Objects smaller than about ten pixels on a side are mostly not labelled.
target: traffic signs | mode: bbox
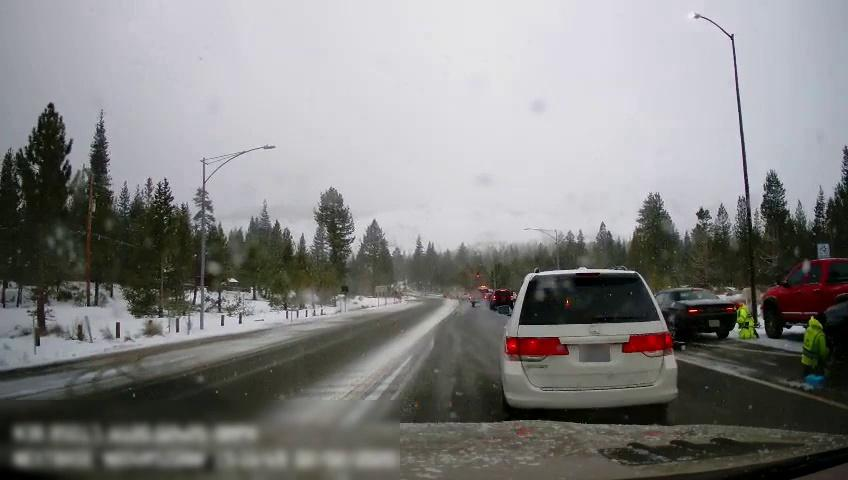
[817,243,830,260]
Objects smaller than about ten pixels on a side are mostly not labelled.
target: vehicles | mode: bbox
[468,286,492,308]
[495,264,679,418]
[821,298,848,357]
[761,257,848,340]
[489,288,513,308]
[654,287,738,343]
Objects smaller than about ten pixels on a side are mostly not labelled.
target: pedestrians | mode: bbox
[799,310,830,375]
[734,302,760,340]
